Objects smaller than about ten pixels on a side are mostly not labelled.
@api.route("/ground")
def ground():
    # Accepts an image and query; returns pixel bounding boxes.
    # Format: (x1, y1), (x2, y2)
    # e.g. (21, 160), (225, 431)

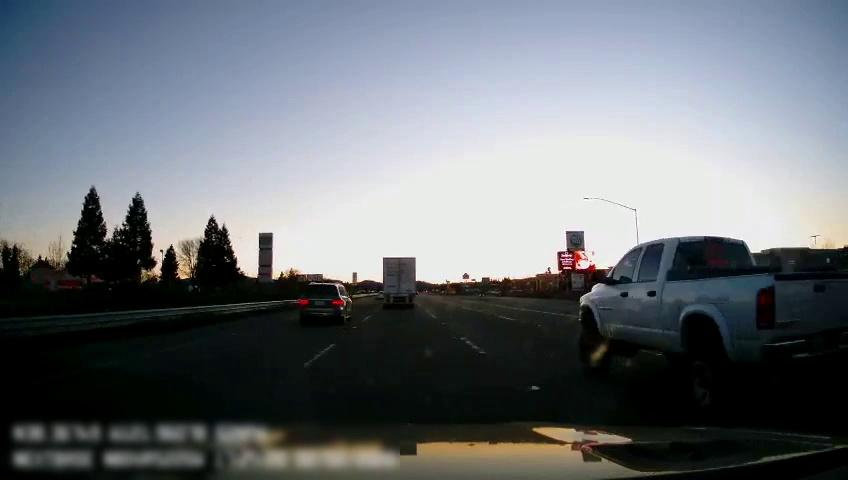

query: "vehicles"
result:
(375, 291), (383, 302)
(577, 236), (848, 424)
(382, 257), (416, 307)
(299, 283), (352, 324)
